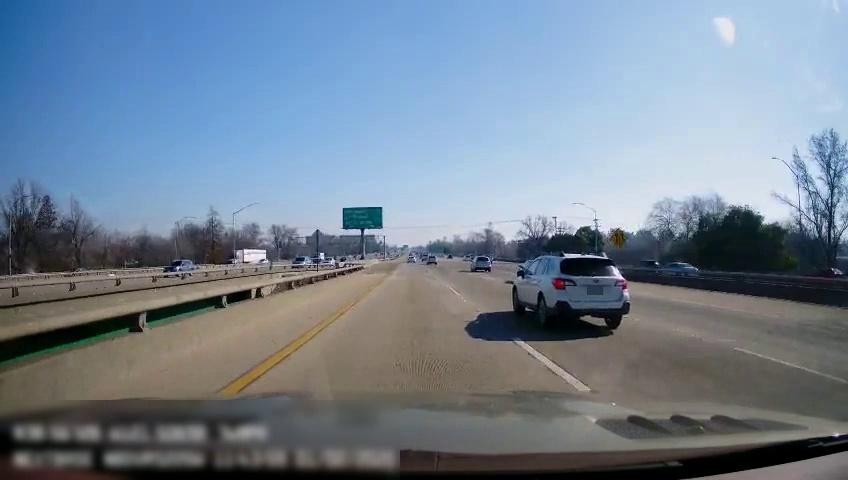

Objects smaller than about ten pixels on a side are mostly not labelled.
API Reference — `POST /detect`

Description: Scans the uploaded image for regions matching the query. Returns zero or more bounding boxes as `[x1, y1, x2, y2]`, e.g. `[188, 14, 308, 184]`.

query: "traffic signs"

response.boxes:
[341, 235, 378, 249]
[610, 228, 627, 249]
[342, 206, 383, 230]
[306, 234, 338, 249]
[311, 232, 325, 248]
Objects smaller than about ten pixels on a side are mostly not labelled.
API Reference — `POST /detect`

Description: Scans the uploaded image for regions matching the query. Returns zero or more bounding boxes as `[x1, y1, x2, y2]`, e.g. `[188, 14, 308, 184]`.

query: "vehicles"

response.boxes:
[426, 255, 438, 265]
[518, 260, 536, 270]
[510, 249, 632, 331]
[636, 259, 662, 269]
[291, 256, 311, 269]
[226, 248, 270, 265]
[470, 255, 492, 273]
[163, 259, 195, 279]
[310, 256, 323, 266]
[666, 260, 701, 273]
[818, 267, 846, 278]
[321, 257, 338, 268]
